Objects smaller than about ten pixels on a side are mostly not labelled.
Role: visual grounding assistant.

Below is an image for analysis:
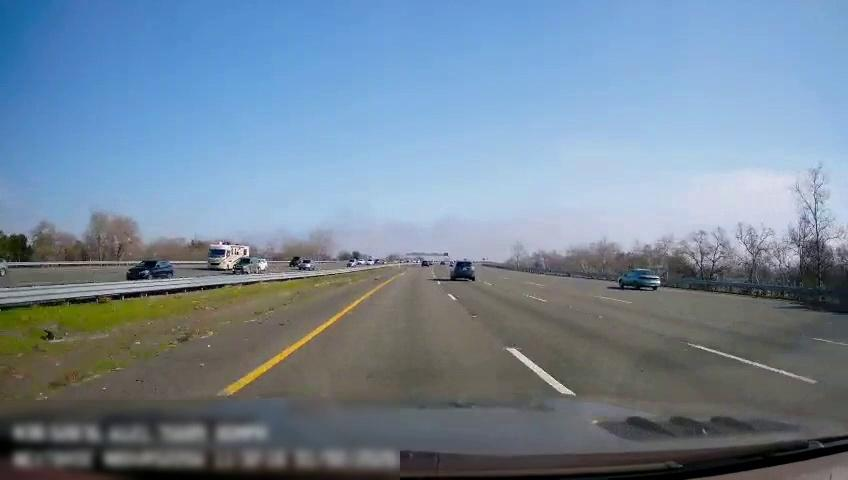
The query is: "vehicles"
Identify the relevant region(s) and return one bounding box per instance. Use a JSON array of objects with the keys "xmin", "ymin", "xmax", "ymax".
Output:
[
  {"xmin": 126, "ymin": 258, "xmax": 175, "ymax": 281},
  {"xmin": 206, "ymin": 244, "xmax": 250, "ymax": 271},
  {"xmin": 299, "ymin": 259, "xmax": 317, "ymax": 271},
  {"xmin": 619, "ymin": 267, "xmax": 661, "ymax": 291},
  {"xmin": 0, "ymin": 256, "xmax": 9, "ymax": 279},
  {"xmin": 288, "ymin": 256, "xmax": 306, "ymax": 268},
  {"xmin": 448, "ymin": 259, "xmax": 476, "ymax": 281},
  {"xmin": 258, "ymin": 258, "xmax": 269, "ymax": 274},
  {"xmin": 232, "ymin": 256, "xmax": 261, "ymax": 275}
]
